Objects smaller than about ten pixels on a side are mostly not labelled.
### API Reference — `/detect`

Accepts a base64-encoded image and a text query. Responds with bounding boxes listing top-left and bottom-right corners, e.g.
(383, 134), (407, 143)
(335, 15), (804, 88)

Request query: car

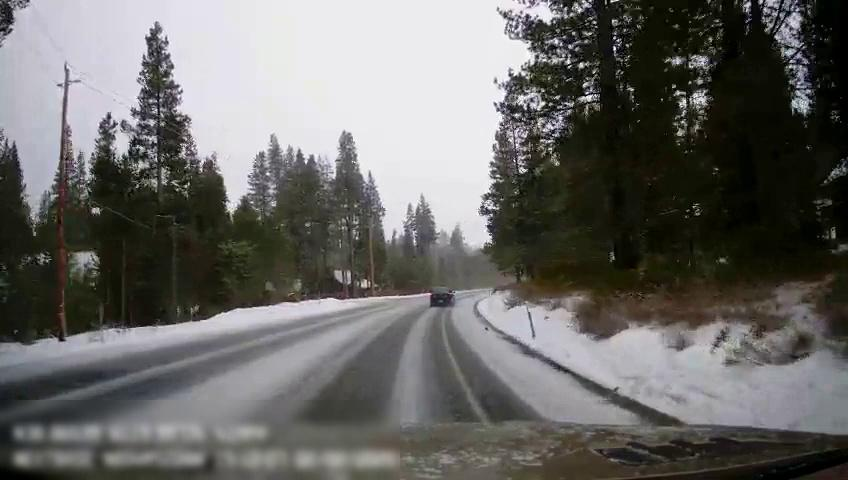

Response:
(429, 286), (456, 308)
